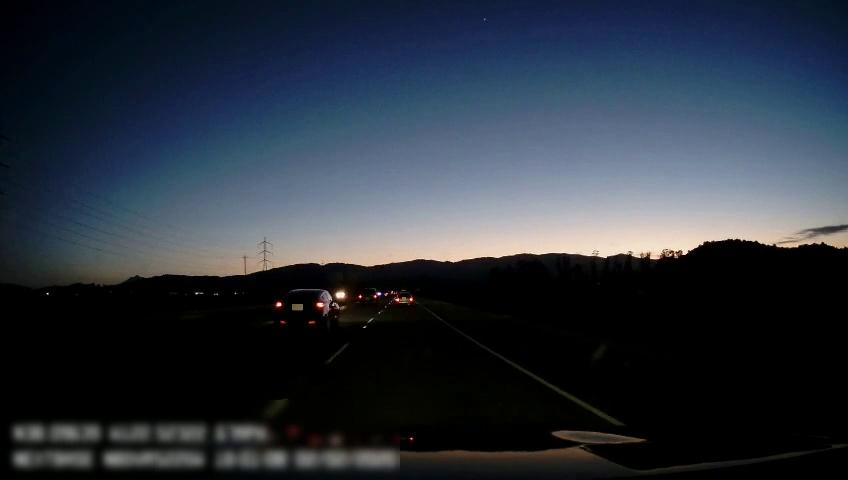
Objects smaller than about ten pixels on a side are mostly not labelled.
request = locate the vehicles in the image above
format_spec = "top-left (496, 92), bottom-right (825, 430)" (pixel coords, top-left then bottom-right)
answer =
top-left (359, 288), bottom-right (379, 304)
top-left (395, 291), bottom-right (414, 306)
top-left (272, 288), bottom-right (342, 337)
